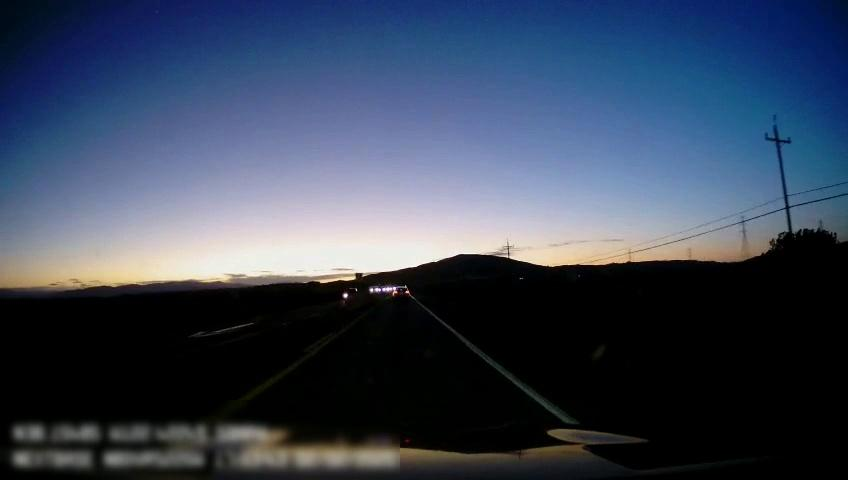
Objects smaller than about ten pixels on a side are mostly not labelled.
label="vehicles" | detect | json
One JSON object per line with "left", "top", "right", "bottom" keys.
{"left": 367, "top": 285, "right": 381, "bottom": 294}
{"left": 392, "top": 285, "right": 411, "bottom": 300}
{"left": 341, "top": 287, "right": 360, "bottom": 300}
